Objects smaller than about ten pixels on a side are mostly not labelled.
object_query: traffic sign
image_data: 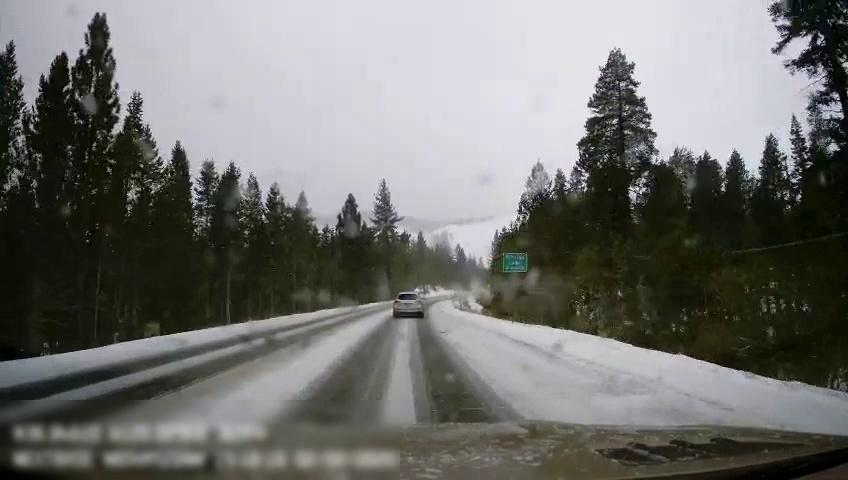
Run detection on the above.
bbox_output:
[502,252,528,273]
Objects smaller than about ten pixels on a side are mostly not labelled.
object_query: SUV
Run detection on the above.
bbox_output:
[392,291,425,319]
